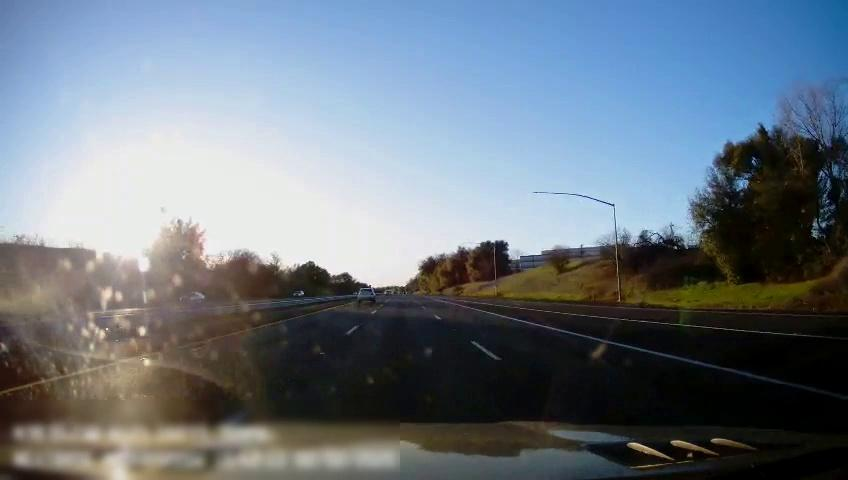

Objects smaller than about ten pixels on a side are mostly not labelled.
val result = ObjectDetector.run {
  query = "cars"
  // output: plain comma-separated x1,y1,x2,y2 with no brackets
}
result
179,291,207,305
292,290,305,298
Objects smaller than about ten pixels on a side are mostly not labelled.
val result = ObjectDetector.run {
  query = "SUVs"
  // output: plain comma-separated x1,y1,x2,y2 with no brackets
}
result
356,287,377,304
